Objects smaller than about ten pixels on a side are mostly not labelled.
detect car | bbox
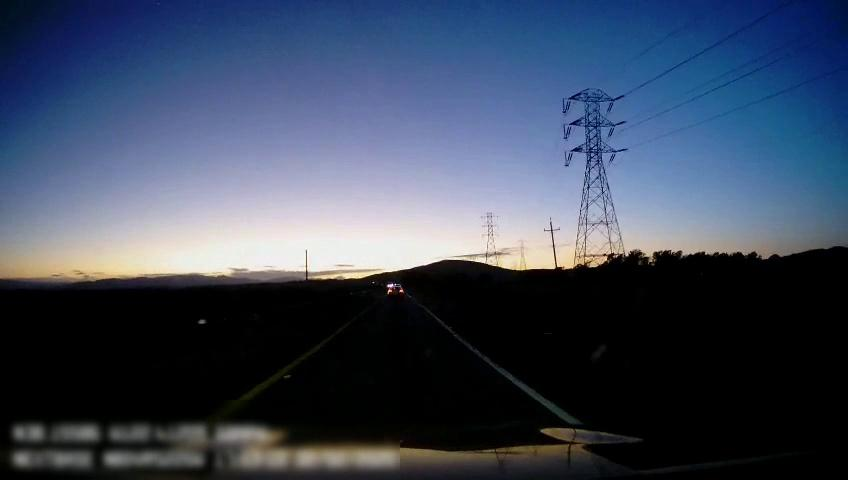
[386,285,405,297]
